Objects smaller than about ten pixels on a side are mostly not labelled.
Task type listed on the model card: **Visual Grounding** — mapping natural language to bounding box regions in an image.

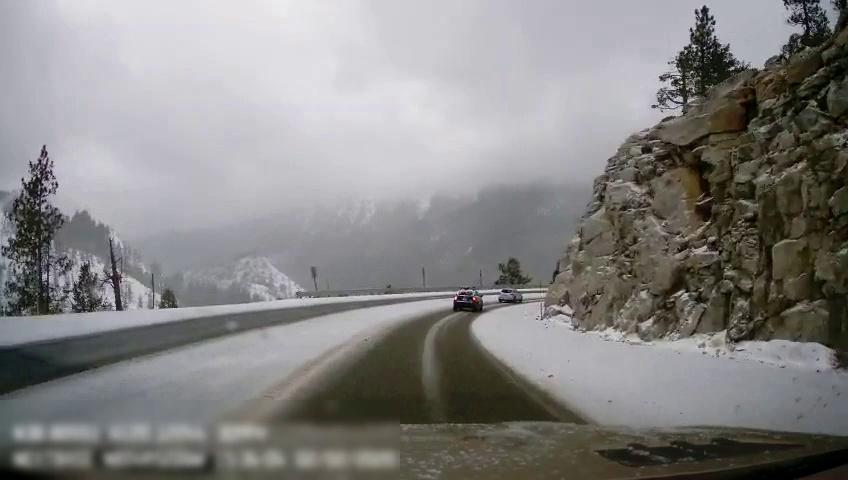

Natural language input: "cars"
[453,286,483,313]
[498,288,523,303]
